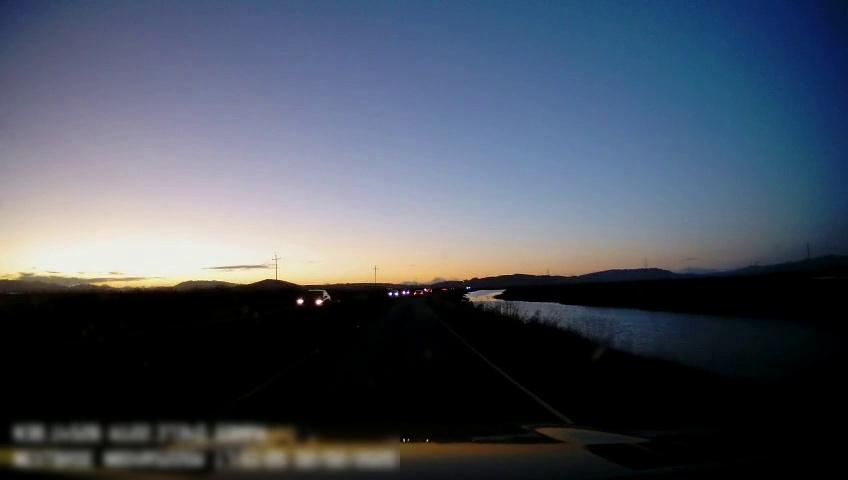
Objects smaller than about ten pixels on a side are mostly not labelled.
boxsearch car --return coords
[295,289,330,311]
